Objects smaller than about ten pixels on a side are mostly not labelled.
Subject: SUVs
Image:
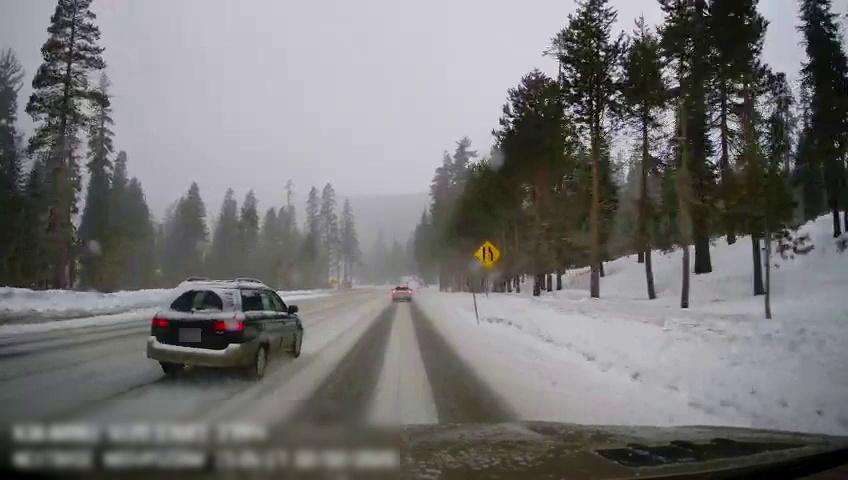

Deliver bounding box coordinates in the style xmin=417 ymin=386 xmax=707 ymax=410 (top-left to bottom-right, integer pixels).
xmin=146 ymin=275 xmax=304 ymax=384
xmin=392 ymin=286 xmax=412 ymax=303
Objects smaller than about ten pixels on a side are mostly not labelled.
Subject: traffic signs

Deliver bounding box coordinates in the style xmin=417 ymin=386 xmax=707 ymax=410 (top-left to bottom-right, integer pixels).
xmin=473 ymin=240 xmax=501 ymax=268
